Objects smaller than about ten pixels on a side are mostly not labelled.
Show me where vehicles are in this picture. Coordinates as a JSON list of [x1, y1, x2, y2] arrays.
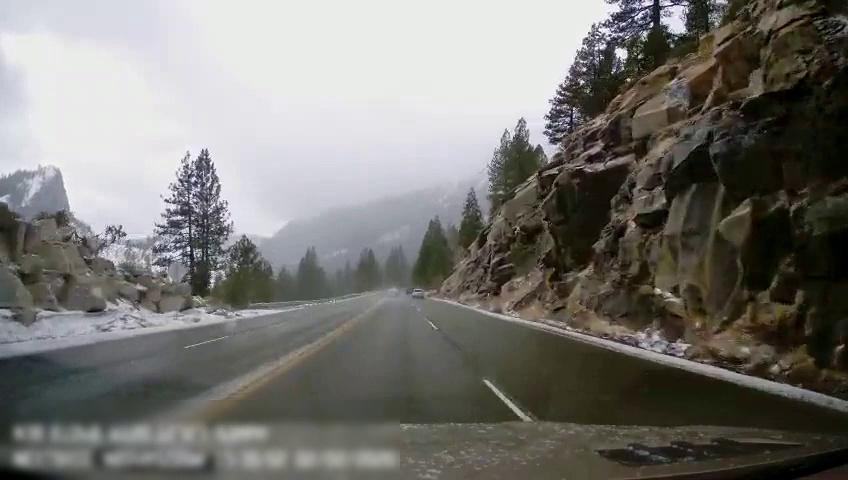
[[387, 288, 400, 297], [411, 288, 425, 300]]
